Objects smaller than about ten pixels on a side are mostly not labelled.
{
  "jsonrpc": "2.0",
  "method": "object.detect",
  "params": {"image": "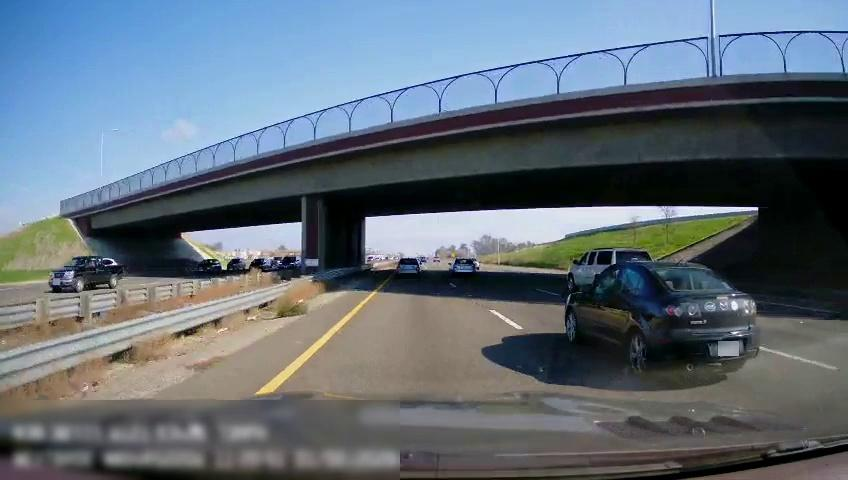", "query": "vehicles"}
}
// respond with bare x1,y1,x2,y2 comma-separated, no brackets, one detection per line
47,255,125,294
468,256,480,270
195,258,222,277
277,255,302,272
448,257,476,277
90,257,118,267
565,247,652,295
563,260,759,378
395,257,421,279
226,258,247,272
248,258,274,274
271,256,284,268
